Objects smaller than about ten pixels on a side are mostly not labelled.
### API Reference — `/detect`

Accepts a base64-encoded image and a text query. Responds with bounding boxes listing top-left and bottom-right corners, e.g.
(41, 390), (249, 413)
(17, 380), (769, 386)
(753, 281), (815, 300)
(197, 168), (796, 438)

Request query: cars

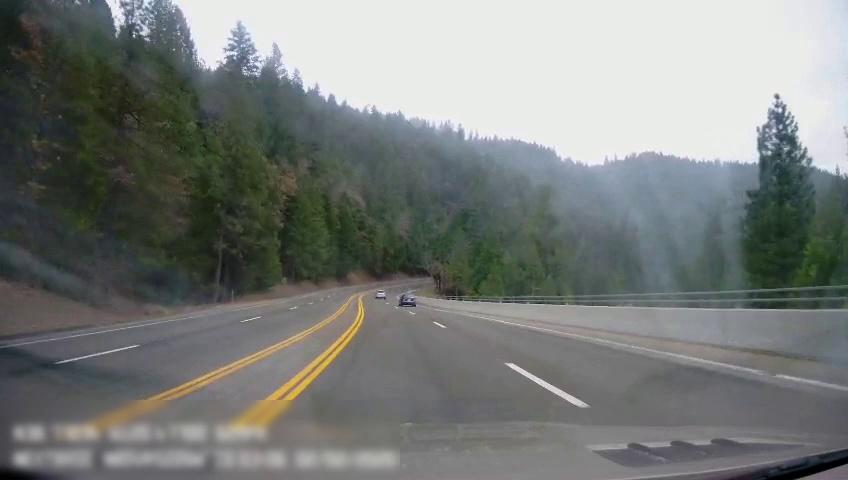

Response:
(375, 290), (387, 301)
(398, 294), (417, 308)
